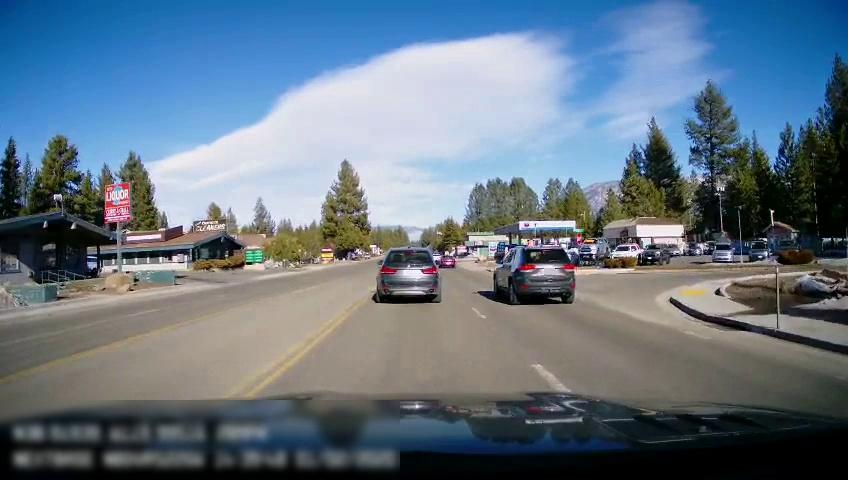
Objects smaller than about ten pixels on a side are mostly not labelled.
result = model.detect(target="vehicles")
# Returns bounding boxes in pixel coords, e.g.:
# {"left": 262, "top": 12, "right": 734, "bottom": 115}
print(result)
{"left": 564, "top": 248, "right": 578, "bottom": 266}
{"left": 749, "top": 244, "right": 770, "bottom": 260}
{"left": 439, "top": 254, "right": 457, "bottom": 269}
{"left": 672, "top": 246, "right": 685, "bottom": 257}
{"left": 579, "top": 245, "right": 607, "bottom": 264}
{"left": 639, "top": 244, "right": 673, "bottom": 265}
{"left": 711, "top": 244, "right": 736, "bottom": 262}
{"left": 612, "top": 242, "right": 644, "bottom": 258}
{"left": 494, "top": 246, "right": 511, "bottom": 260}
{"left": 493, "top": 246, "right": 576, "bottom": 308}
{"left": 376, "top": 248, "right": 439, "bottom": 304}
